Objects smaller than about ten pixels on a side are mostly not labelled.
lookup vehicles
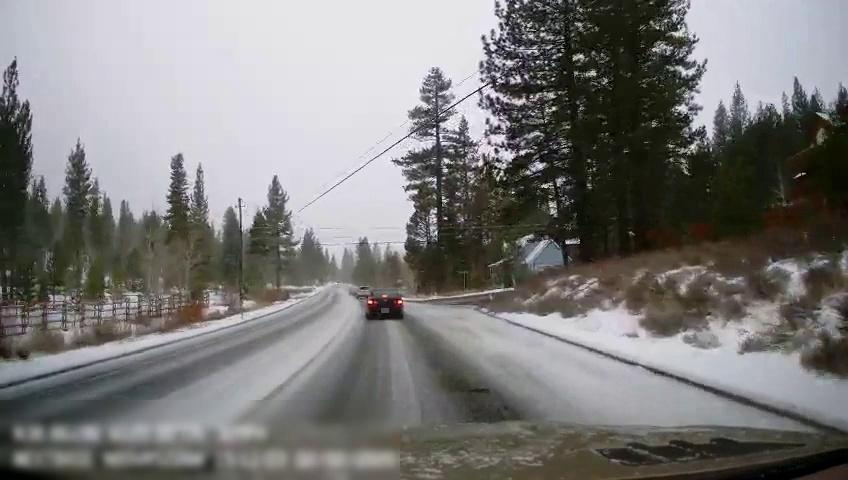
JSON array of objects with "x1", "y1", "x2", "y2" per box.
[
  {"x1": 365, "y1": 289, "x2": 403, "y2": 319},
  {"x1": 356, "y1": 286, "x2": 371, "y2": 299}
]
